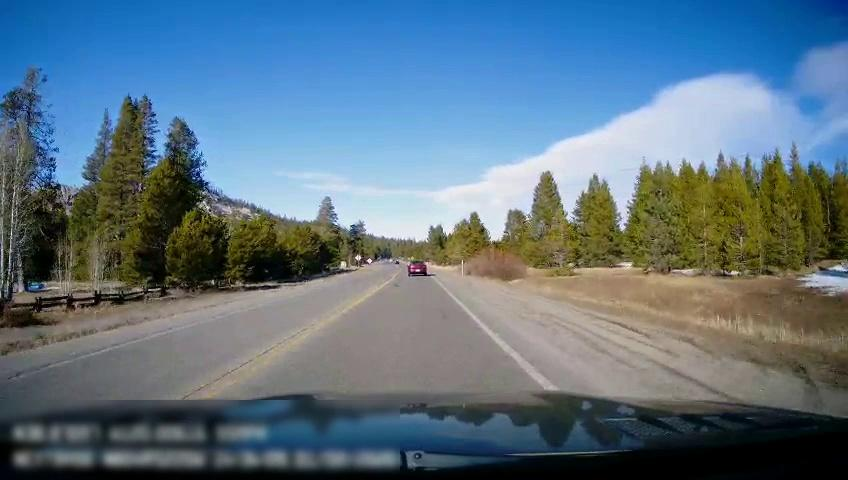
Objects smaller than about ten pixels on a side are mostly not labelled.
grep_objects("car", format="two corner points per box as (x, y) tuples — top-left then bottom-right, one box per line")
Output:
(407, 259), (428, 277)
